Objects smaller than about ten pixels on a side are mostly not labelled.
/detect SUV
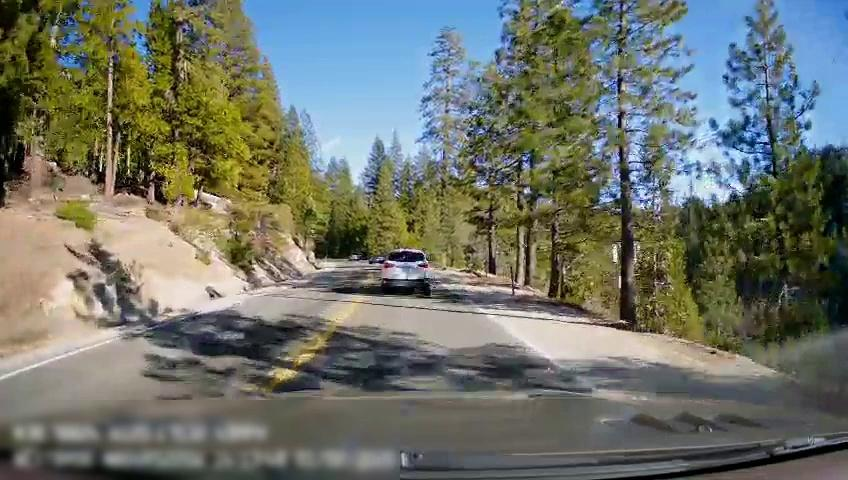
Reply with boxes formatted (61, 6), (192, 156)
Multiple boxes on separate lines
(383, 248), (432, 296)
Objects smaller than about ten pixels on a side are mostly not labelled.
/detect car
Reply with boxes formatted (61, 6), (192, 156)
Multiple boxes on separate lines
(368, 254), (386, 266)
